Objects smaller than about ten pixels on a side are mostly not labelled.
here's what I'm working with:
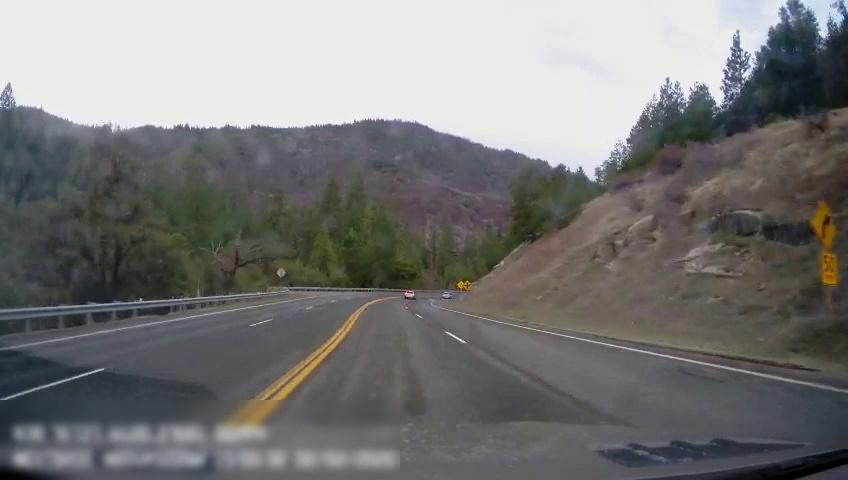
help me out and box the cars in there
[441,291,453,300]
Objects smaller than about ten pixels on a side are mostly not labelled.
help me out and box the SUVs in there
[404,289,416,300]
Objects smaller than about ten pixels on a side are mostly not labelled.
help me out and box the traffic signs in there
[463,280,472,291]
[808,200,838,250]
[821,254,840,286]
